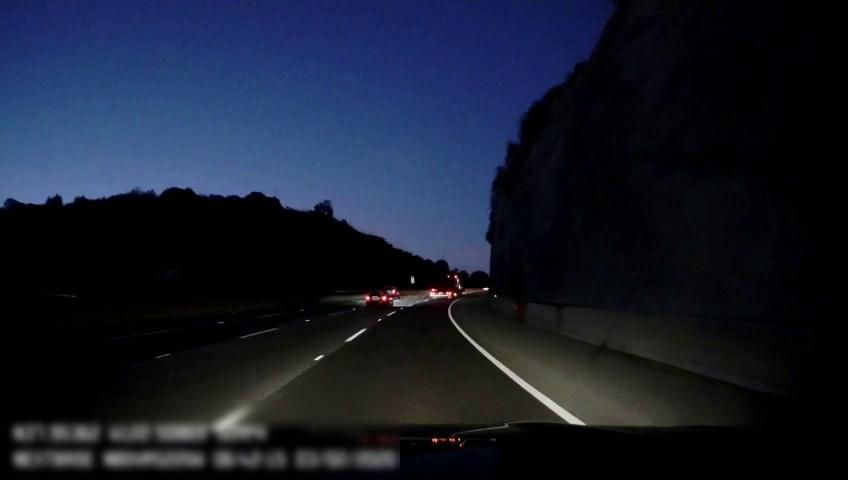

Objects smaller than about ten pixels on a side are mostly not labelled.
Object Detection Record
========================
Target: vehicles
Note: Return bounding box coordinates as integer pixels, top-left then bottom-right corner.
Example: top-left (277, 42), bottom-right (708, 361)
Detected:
top-left (430, 274), bottom-right (463, 301)
top-left (384, 286), bottom-right (401, 300)
top-left (365, 290), bottom-right (394, 310)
